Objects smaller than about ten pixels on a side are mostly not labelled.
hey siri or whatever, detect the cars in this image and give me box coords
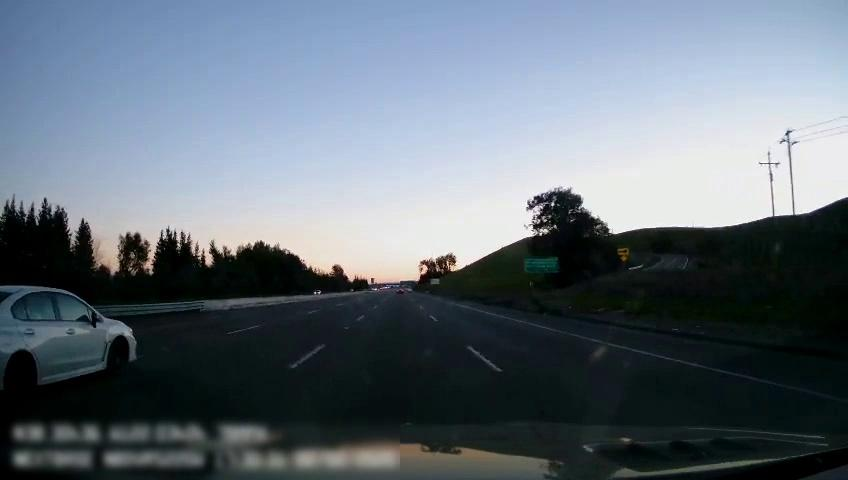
[0,285,138,402]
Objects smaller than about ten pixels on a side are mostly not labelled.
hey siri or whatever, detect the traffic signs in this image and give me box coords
[617,248,629,256]
[525,256,560,274]
[400,281,414,285]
